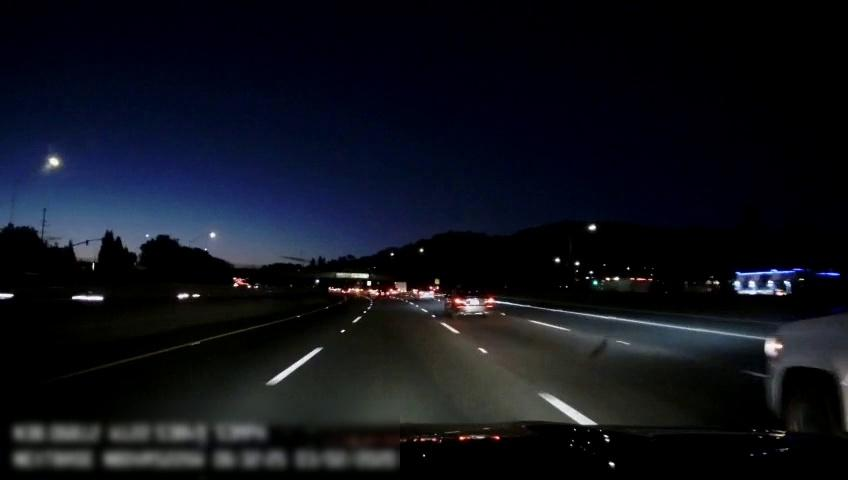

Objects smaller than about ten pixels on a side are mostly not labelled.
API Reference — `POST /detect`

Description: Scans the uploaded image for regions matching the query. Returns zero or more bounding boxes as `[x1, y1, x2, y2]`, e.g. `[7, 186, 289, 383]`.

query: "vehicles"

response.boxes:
[177, 290, 203, 300]
[763, 305, 848, 439]
[417, 288, 435, 300]
[80, 291, 108, 304]
[0, 285, 69, 303]
[444, 285, 492, 320]
[395, 282, 407, 292]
